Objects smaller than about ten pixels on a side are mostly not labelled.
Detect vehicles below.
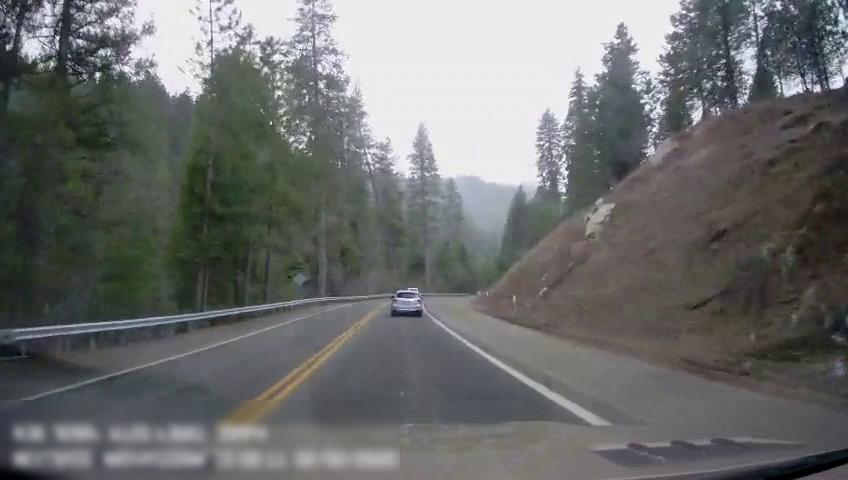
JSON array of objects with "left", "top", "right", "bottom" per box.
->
[
  {"left": 391, "top": 290, "right": 422, "bottom": 317},
  {"left": 406, "top": 288, "right": 423, "bottom": 299}
]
